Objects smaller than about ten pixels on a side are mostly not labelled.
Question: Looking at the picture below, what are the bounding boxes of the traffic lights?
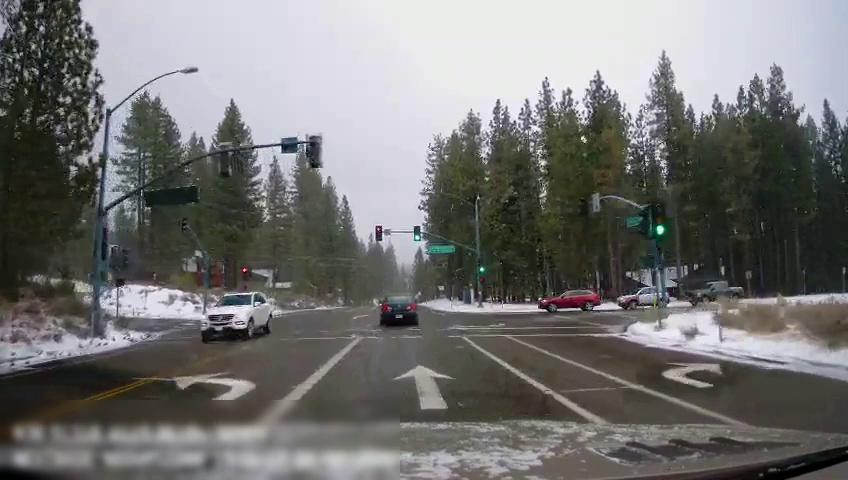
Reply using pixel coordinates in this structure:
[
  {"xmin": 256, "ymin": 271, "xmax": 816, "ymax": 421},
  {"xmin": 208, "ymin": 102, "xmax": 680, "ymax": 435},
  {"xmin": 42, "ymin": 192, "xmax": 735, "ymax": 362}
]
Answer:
[
  {"xmin": 653, "ymin": 203, "xmax": 666, "ymax": 237},
  {"xmin": 101, "ymin": 227, "xmax": 109, "ymax": 262},
  {"xmin": 119, "ymin": 246, "xmax": 129, "ymax": 267},
  {"xmin": 181, "ymin": 215, "xmax": 188, "ymax": 232},
  {"xmin": 218, "ymin": 142, "xmax": 233, "ymax": 178},
  {"xmin": 375, "ymin": 224, "xmax": 383, "ymax": 242},
  {"xmin": 413, "ymin": 225, "xmax": 421, "ymax": 242},
  {"xmin": 240, "ymin": 264, "xmax": 252, "ymax": 282},
  {"xmin": 308, "ymin": 135, "xmax": 323, "ymax": 169},
  {"xmin": 579, "ymin": 198, "xmax": 590, "ymax": 217},
  {"xmin": 639, "ymin": 206, "xmax": 651, "ymax": 239}
]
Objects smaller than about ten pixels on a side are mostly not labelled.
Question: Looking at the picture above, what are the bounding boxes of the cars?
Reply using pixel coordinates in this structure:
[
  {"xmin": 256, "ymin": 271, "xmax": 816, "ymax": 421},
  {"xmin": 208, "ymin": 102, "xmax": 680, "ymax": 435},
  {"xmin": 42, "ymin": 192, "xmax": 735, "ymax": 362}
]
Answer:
[{"xmin": 379, "ymin": 295, "xmax": 419, "ymax": 326}]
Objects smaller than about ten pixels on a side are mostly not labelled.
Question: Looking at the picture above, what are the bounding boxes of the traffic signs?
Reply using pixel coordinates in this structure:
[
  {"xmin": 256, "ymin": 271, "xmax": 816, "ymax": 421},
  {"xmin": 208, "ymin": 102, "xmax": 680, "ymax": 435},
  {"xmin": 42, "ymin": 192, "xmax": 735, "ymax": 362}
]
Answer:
[
  {"xmin": 624, "ymin": 215, "xmax": 644, "ymax": 227},
  {"xmin": 592, "ymin": 192, "xmax": 601, "ymax": 213},
  {"xmin": 427, "ymin": 245, "xmax": 455, "ymax": 254}
]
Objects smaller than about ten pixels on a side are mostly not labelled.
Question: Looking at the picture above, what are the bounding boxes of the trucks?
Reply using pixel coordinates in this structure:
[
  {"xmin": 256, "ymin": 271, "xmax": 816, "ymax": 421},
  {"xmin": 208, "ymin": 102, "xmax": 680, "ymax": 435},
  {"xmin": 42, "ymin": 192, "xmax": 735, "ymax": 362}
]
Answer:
[{"xmin": 687, "ymin": 280, "xmax": 744, "ymax": 307}]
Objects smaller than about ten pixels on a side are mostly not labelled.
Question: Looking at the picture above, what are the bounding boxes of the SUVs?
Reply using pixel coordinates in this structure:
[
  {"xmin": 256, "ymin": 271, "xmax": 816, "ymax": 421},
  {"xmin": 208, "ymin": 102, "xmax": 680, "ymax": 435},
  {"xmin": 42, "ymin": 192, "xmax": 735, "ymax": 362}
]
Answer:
[
  {"xmin": 198, "ymin": 291, "xmax": 274, "ymax": 340},
  {"xmin": 616, "ymin": 286, "xmax": 670, "ymax": 310},
  {"xmin": 538, "ymin": 288, "xmax": 601, "ymax": 313}
]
